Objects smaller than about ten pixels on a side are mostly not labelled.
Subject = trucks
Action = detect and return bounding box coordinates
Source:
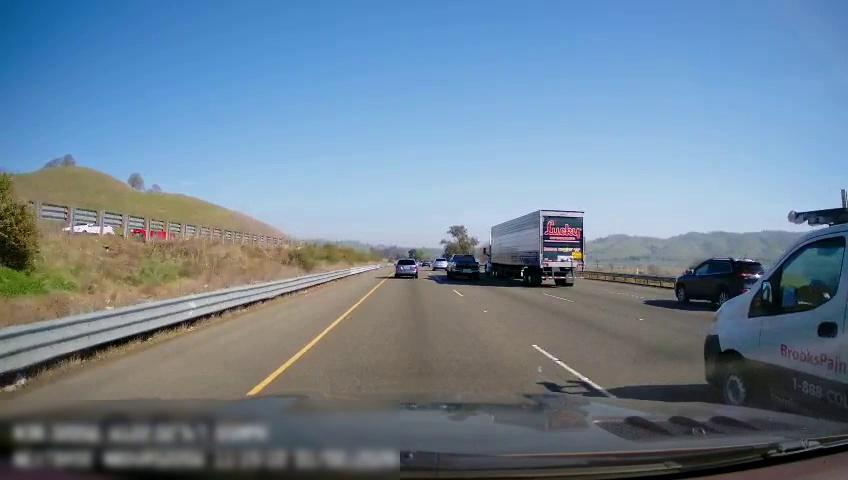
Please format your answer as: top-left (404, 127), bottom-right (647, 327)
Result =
top-left (482, 209), bottom-right (586, 288)
top-left (446, 254), bottom-right (482, 282)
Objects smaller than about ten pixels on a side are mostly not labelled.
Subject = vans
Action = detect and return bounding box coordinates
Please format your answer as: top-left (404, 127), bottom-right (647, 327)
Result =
top-left (703, 187), bottom-right (848, 422)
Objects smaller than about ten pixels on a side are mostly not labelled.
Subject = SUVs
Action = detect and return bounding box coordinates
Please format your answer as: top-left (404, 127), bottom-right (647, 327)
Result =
top-left (394, 258), bottom-right (419, 279)
top-left (673, 254), bottom-right (767, 312)
top-left (432, 257), bottom-right (449, 271)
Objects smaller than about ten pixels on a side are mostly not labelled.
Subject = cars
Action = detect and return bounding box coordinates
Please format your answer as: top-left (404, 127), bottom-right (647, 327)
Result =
top-left (61, 221), bottom-right (116, 235)
top-left (128, 226), bottom-right (175, 241)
